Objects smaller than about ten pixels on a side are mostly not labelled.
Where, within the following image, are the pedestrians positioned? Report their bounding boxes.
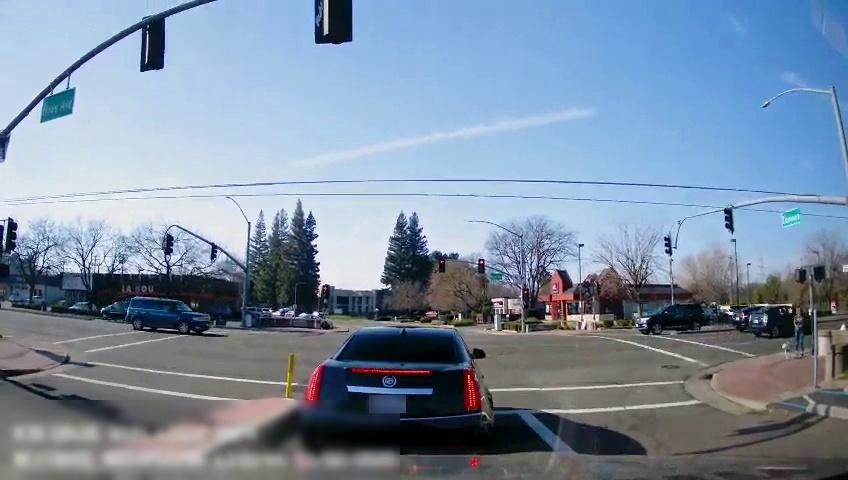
[793,306,806,354]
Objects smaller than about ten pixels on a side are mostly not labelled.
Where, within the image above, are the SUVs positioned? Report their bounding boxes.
[100,301,131,321]
[636,304,708,336]
[749,305,813,337]
[126,297,210,334]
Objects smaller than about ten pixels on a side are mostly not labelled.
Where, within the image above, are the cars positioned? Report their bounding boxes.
[732,305,769,331]
[300,325,495,455]
[68,302,95,312]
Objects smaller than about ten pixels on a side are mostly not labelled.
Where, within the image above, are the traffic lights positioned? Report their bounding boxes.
[314,0,353,45]
[811,266,825,280]
[0,225,4,256]
[794,269,808,283]
[210,242,218,260]
[523,289,530,302]
[164,232,174,255]
[663,235,672,256]
[723,207,735,233]
[139,15,165,73]
[0,263,11,278]
[322,285,330,298]
[439,257,446,273]
[478,259,485,274]
[5,217,18,254]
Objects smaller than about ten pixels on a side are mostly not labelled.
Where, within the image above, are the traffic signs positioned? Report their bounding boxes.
[40,88,76,124]
[491,272,504,279]
[783,208,801,227]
